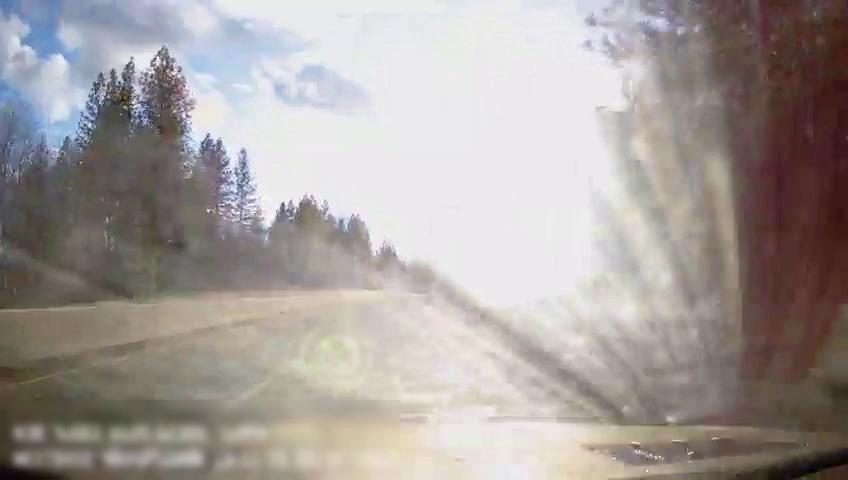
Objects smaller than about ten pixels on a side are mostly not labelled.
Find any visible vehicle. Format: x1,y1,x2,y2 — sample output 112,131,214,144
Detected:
413,288,433,308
